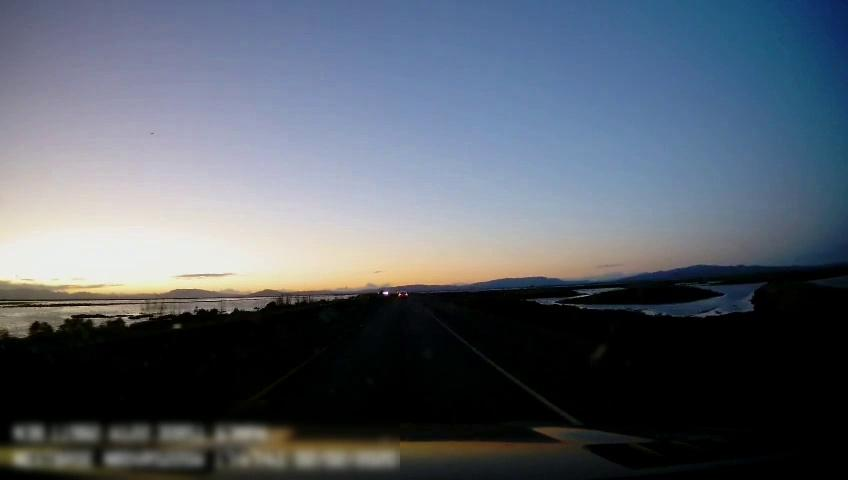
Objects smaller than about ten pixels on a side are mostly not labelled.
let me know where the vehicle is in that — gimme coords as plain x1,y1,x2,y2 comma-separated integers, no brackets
398,290,409,298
